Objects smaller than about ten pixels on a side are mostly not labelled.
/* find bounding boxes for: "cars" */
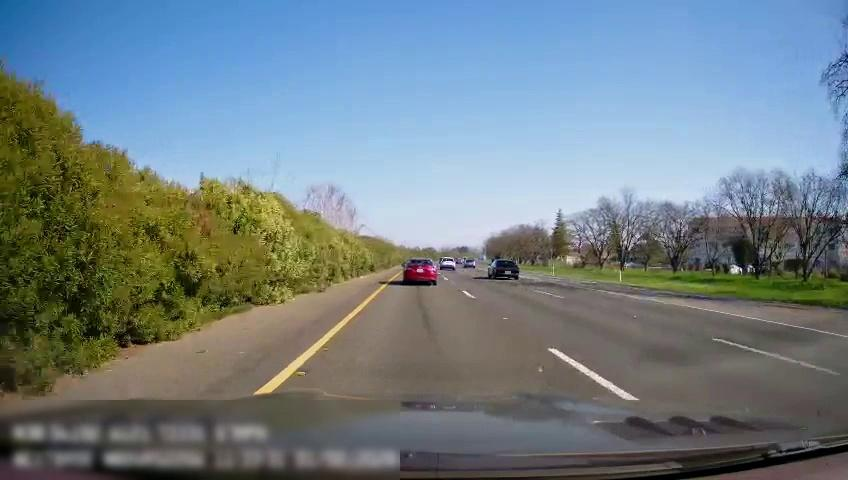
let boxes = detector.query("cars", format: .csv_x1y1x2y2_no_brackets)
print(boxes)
438,256,456,272
486,258,520,281
400,256,439,286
